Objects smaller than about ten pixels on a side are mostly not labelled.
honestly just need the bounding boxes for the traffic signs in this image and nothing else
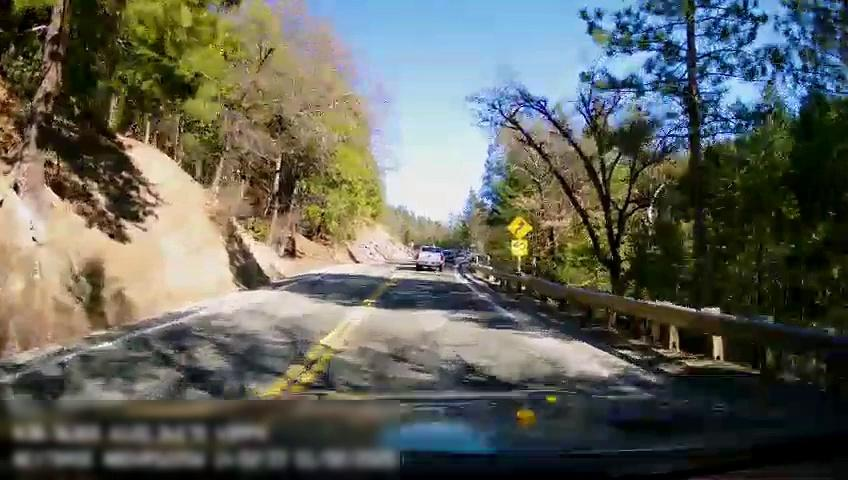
[507,216,532,241]
[510,240,529,256]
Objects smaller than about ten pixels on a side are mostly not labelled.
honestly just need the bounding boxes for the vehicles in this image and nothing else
[416,245,444,270]
[443,251,452,262]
